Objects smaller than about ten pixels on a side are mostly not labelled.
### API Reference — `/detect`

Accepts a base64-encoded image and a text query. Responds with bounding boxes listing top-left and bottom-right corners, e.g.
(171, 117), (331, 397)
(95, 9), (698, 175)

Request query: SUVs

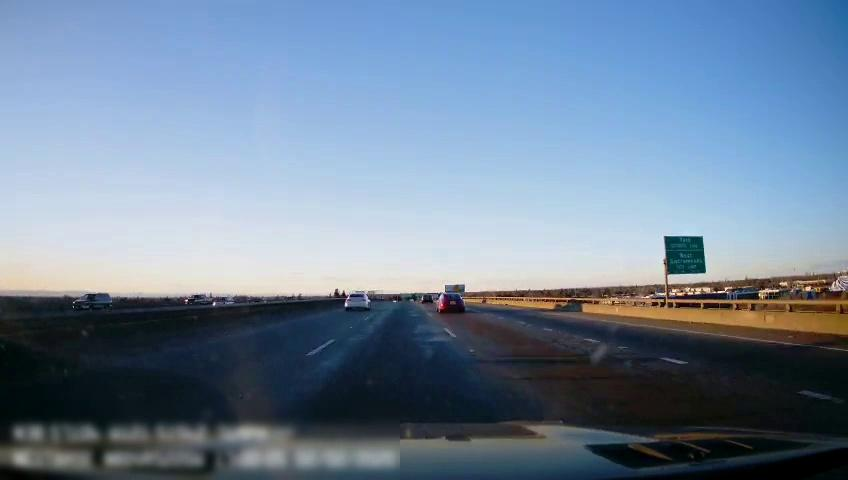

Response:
(72, 293), (112, 312)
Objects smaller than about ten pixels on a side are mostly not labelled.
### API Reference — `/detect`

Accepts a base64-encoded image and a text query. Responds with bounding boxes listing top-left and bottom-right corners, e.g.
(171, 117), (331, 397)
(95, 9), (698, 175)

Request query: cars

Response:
(422, 295), (434, 304)
(344, 292), (372, 312)
(185, 295), (209, 305)
(435, 292), (465, 313)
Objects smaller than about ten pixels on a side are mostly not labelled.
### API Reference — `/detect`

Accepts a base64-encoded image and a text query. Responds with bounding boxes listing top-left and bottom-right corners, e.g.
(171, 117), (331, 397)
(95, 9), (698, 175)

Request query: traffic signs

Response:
(664, 235), (706, 273)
